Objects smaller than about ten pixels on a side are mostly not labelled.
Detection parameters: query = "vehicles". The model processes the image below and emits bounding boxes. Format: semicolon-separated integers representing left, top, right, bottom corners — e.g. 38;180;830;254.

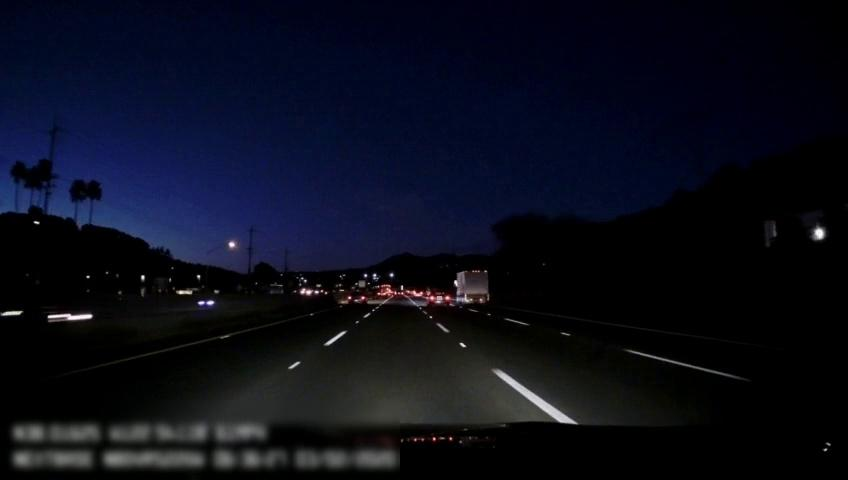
427;291;450;307
378;284;392;297
0;293;120;332
348;291;368;307
192;296;219;310
452;271;488;307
